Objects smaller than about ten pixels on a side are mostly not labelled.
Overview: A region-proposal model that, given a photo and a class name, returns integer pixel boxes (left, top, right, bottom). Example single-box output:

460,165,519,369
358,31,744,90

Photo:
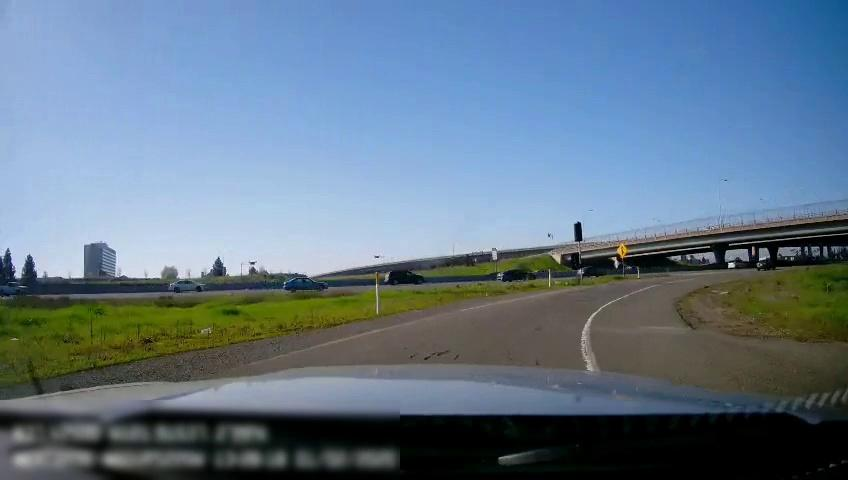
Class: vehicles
756,258,777,271
284,276,329,292
384,269,425,285
497,269,537,283
727,258,748,270
0,282,29,297
168,278,209,294
576,265,602,279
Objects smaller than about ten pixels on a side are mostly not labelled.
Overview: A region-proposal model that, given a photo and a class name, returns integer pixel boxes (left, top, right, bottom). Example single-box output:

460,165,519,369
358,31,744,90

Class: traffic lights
573,222,582,242
571,253,579,270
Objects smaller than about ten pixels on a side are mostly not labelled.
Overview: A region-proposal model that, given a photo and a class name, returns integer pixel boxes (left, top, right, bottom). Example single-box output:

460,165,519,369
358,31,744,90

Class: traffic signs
617,243,627,258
